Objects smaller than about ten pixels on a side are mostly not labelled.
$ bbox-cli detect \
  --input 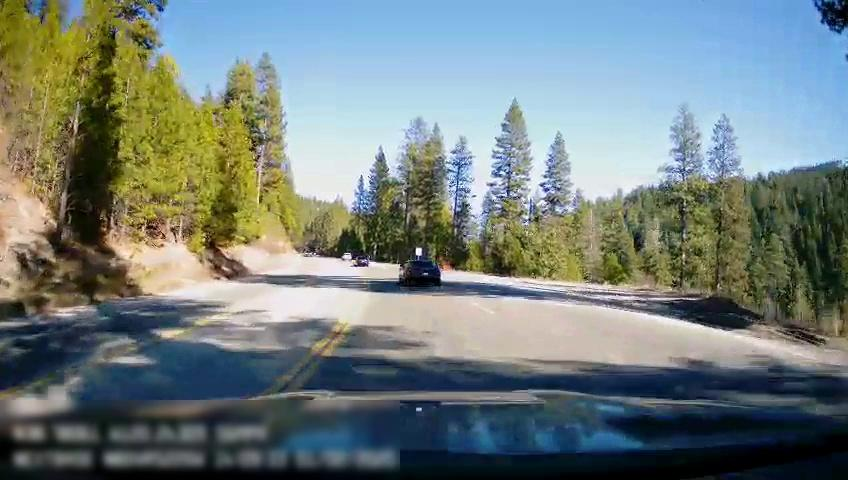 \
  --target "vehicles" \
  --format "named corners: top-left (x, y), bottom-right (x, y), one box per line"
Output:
top-left (341, 251), bottom-right (353, 261)
top-left (399, 257), bottom-right (440, 286)
top-left (353, 254), bottom-right (369, 267)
